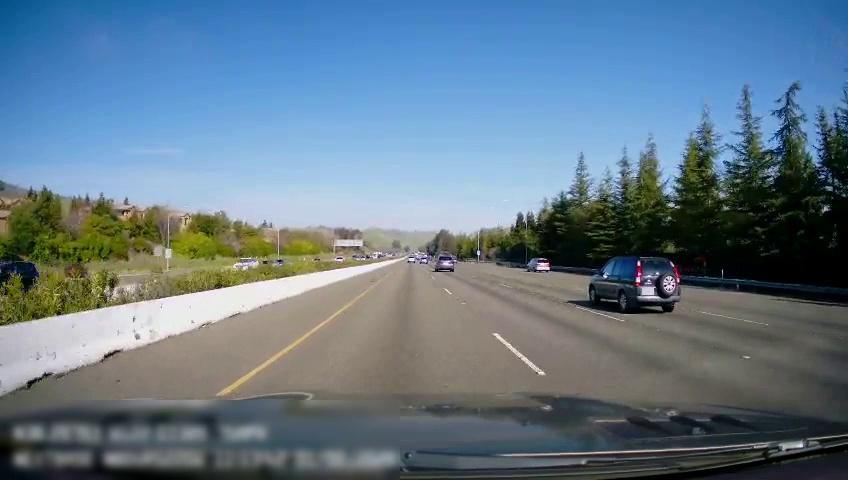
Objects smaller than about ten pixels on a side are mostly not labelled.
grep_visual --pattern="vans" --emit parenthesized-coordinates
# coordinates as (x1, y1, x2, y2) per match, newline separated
(526, 257, 551, 273)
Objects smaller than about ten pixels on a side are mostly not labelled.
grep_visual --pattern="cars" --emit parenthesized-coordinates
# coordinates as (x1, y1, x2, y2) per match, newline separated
(230, 257, 260, 272)
(333, 255, 346, 263)
(272, 258, 287, 267)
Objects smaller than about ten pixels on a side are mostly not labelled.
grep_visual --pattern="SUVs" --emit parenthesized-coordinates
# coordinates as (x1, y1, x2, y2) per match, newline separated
(434, 254, 455, 272)
(0, 255, 41, 292)
(587, 255, 682, 314)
